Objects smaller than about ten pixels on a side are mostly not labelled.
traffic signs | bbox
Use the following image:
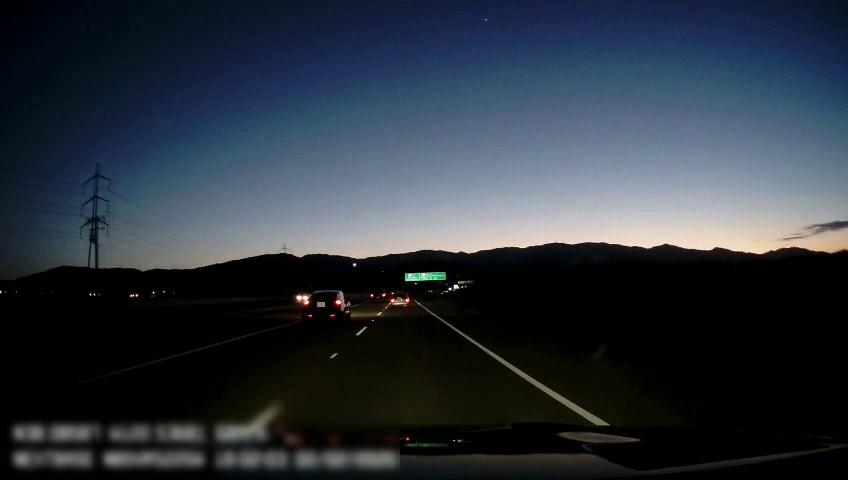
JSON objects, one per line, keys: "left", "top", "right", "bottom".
{"left": 405, "top": 272, "right": 446, "bottom": 281}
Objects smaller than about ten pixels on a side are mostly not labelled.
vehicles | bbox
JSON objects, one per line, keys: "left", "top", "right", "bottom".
{"left": 302, "top": 289, "right": 353, "bottom": 327}
{"left": 368, "top": 288, "right": 386, "bottom": 303}
{"left": 390, "top": 294, "right": 409, "bottom": 308}
{"left": 292, "top": 291, "right": 310, "bottom": 306}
